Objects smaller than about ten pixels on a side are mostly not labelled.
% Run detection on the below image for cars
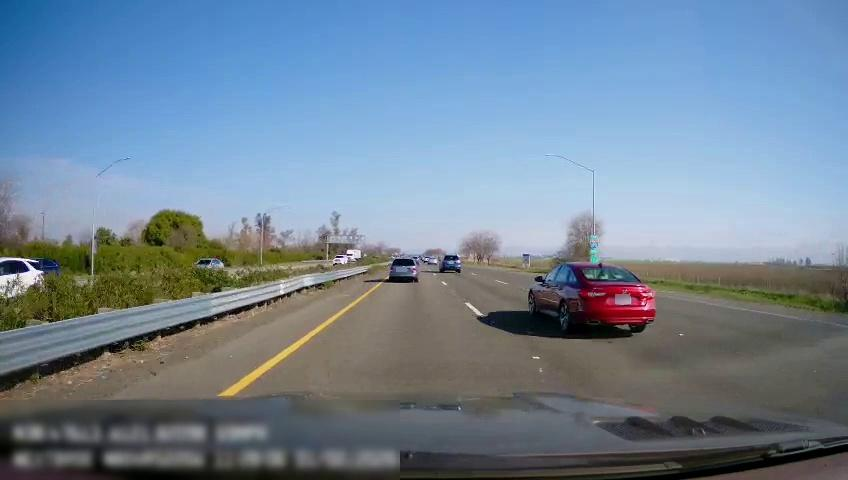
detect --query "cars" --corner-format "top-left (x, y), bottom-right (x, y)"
top-left (528, 261), bottom-right (656, 336)
top-left (30, 258), bottom-right (61, 277)
top-left (193, 258), bottom-right (225, 271)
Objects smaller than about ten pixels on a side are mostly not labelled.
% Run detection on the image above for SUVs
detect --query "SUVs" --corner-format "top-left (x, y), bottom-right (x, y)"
top-left (387, 256), bottom-right (420, 284)
top-left (439, 254), bottom-right (462, 275)
top-left (333, 255), bottom-right (348, 267)
top-left (0, 257), bottom-right (48, 299)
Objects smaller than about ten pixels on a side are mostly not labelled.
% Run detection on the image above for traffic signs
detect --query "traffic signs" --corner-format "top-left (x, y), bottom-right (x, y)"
top-left (521, 253), bottom-right (529, 267)
top-left (590, 234), bottom-right (599, 249)
top-left (590, 250), bottom-right (599, 264)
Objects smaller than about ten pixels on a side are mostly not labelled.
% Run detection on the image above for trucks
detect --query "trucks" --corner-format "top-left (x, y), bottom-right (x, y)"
top-left (346, 248), bottom-right (362, 264)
